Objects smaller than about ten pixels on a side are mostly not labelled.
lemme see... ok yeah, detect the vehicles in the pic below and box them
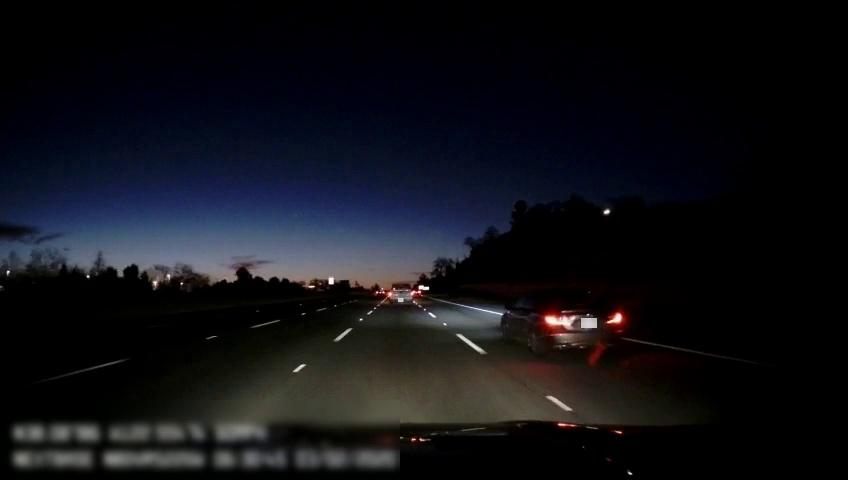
[498,285,629,357]
[375,290,387,297]
[388,282,415,310]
